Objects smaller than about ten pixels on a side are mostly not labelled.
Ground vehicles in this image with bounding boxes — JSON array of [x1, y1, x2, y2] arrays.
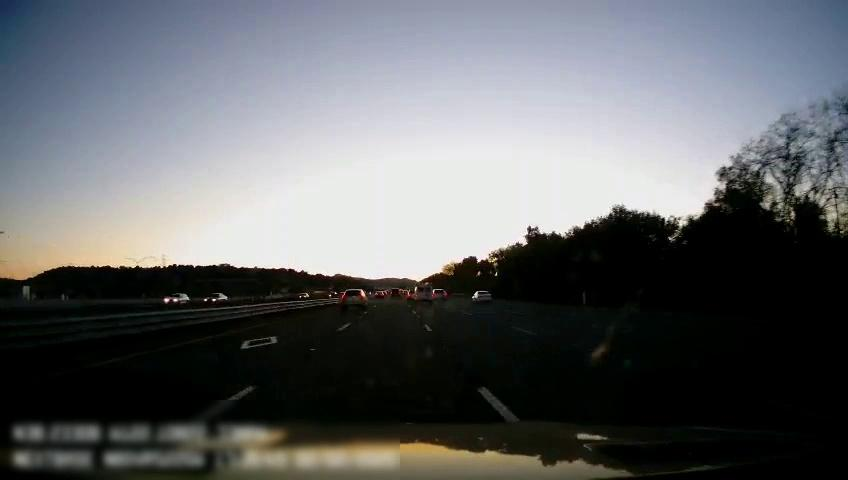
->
[[162, 293, 191, 305], [406, 290, 414, 301], [203, 292, 228, 302], [471, 290, 492, 304], [374, 290, 385, 299], [390, 288, 400, 298], [413, 286, 433, 303], [341, 289, 369, 311], [433, 288, 447, 301], [298, 292, 310, 299]]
